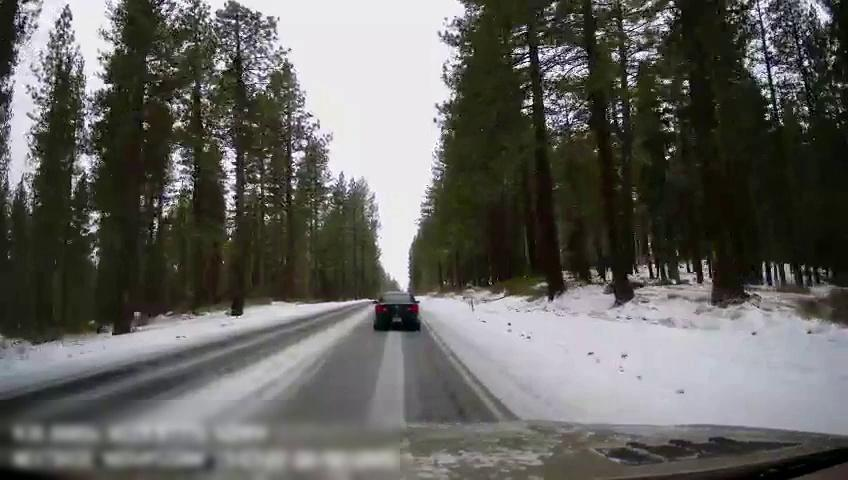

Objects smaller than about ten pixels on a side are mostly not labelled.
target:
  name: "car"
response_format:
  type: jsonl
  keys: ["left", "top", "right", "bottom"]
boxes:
{"left": 371, "top": 293, "right": 421, "bottom": 331}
